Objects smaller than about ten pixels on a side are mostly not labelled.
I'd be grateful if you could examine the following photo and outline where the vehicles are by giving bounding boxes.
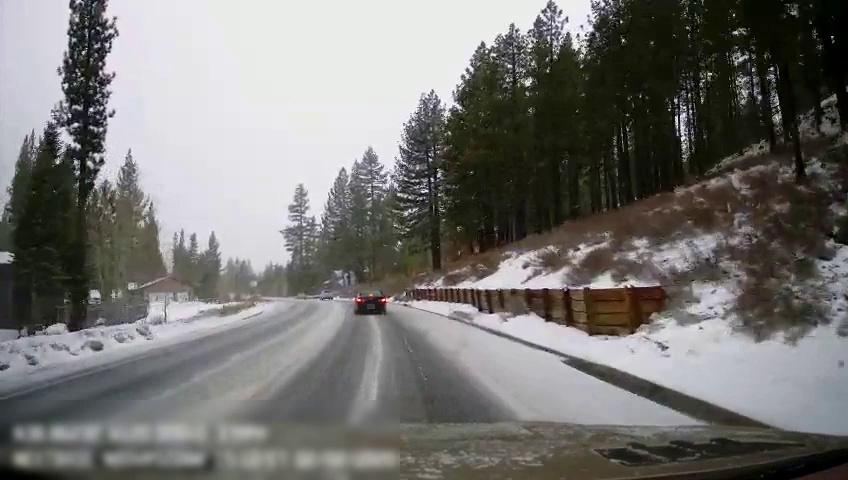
[88,290,101,304]
[320,290,333,300]
[353,290,386,314]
